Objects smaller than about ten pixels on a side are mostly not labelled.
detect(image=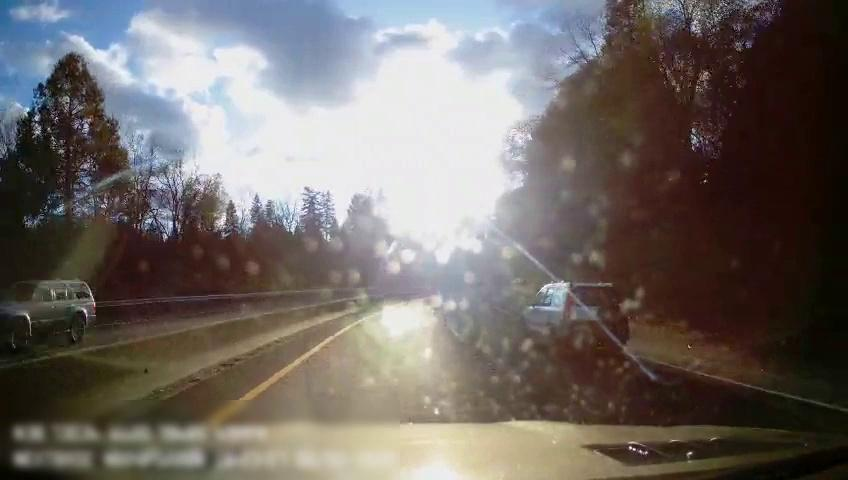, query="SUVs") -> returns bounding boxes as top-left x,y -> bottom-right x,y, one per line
519,281 -> 631,354
0,280 -> 98,354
